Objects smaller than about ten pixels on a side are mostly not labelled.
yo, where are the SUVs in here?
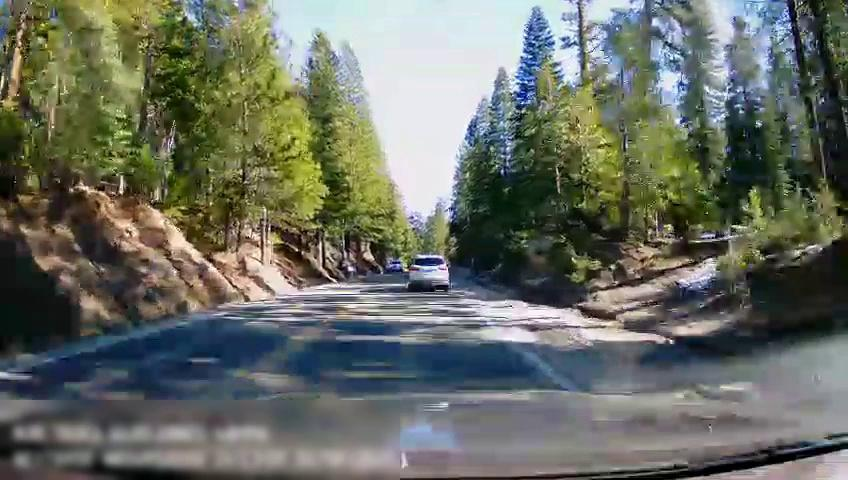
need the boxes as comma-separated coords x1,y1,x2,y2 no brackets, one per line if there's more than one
407,254,450,294
387,260,404,272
